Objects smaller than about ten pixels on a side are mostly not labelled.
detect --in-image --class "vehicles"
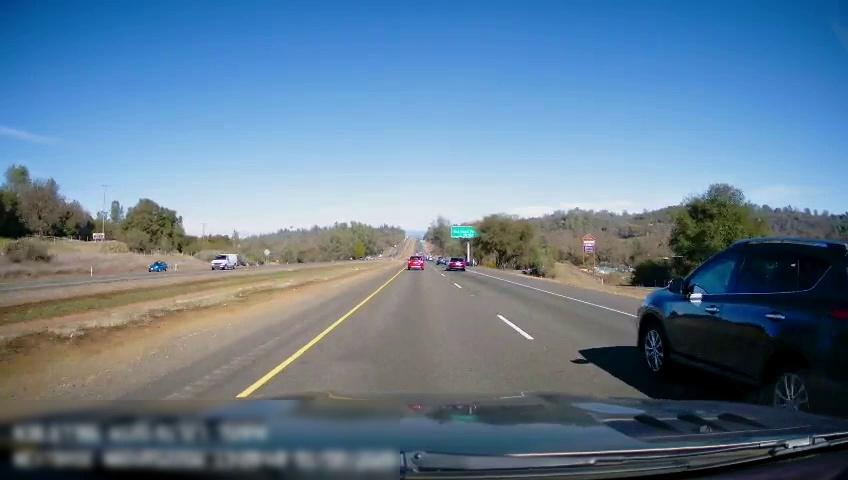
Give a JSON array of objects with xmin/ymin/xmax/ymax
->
[
  {"xmin": 436, "ymin": 257, "xmax": 449, "ymax": 266},
  {"xmin": 448, "ymin": 256, "xmax": 467, "ymax": 271},
  {"xmin": 210, "ymin": 253, "xmax": 237, "ymax": 271},
  {"xmin": 406, "ymin": 255, "xmax": 425, "ymax": 271},
  {"xmin": 636, "ymin": 236, "xmax": 848, "ymax": 417},
  {"xmin": 147, "ymin": 261, "xmax": 169, "ymax": 273}
]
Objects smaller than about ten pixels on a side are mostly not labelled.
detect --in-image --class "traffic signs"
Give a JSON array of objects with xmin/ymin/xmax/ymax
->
[{"xmin": 451, "ymin": 226, "xmax": 480, "ymax": 239}]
